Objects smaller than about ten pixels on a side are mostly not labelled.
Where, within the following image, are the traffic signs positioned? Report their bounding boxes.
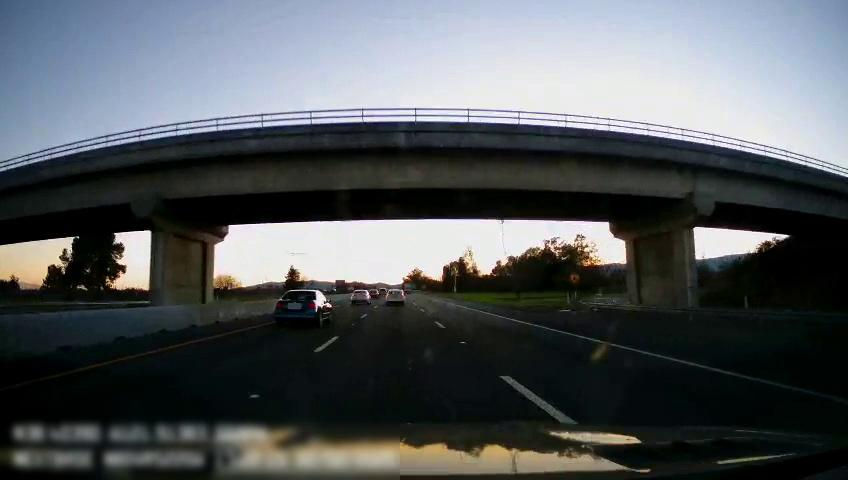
[570,273,580,284]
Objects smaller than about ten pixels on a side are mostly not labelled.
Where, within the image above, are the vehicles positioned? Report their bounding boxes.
[385,289,407,307]
[351,290,374,307]
[272,289,336,331]
[404,283,412,295]
[369,290,381,300]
